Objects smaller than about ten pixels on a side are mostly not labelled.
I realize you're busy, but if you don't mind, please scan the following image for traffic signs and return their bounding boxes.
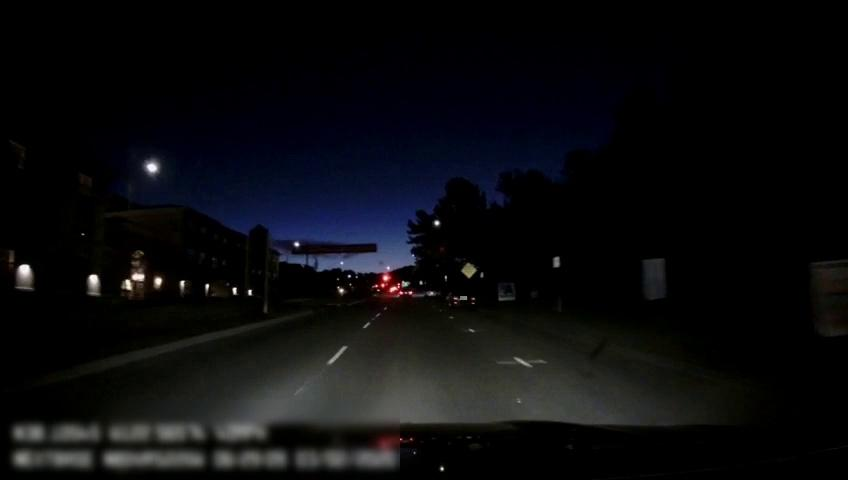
[461,263,478,278]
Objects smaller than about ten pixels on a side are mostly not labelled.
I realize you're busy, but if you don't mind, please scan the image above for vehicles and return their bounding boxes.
[423,287,441,300]
[399,288,412,298]
[445,290,476,311]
